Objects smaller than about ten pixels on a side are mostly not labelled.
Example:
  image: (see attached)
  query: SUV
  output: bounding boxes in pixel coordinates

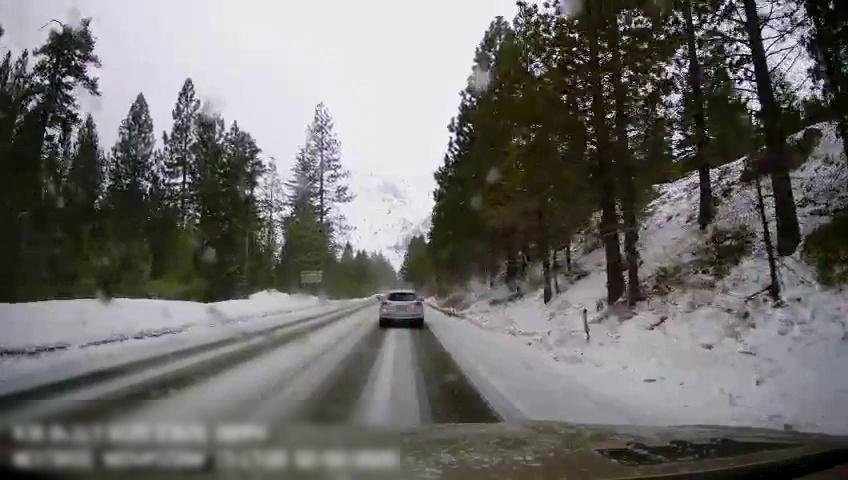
[378,290,425,328]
